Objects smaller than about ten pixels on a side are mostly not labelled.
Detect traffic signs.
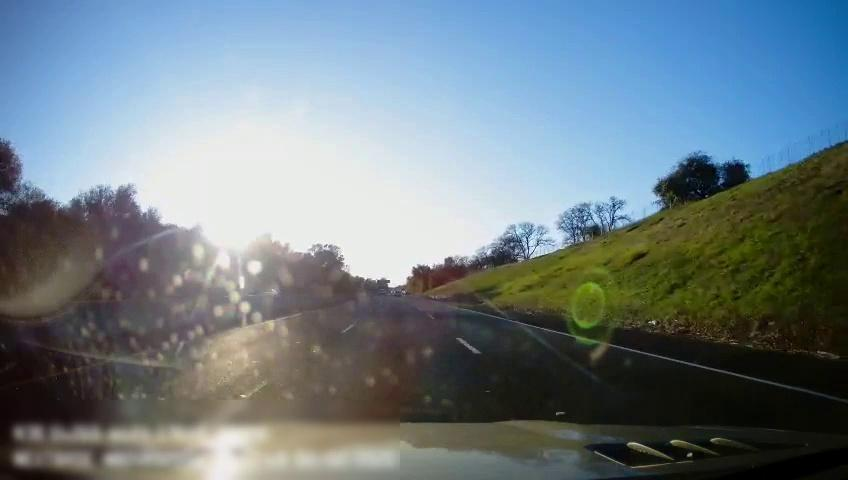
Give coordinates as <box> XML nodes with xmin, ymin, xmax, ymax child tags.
<box><xmin>377</xmin><ymin>279</ymin><xmax>391</xmax><ymax>284</ymax></box>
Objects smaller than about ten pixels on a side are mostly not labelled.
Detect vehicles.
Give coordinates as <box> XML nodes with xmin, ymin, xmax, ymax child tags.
<box><xmin>375</xmin><ymin>289</ymin><xmax>388</xmax><ymax>297</ymax></box>
<box><xmin>262</xmin><ymin>288</ymin><xmax>280</xmax><ymax>296</ymax></box>
<box><xmin>394</xmin><ymin>290</ymin><xmax>403</xmax><ymax>297</ymax></box>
